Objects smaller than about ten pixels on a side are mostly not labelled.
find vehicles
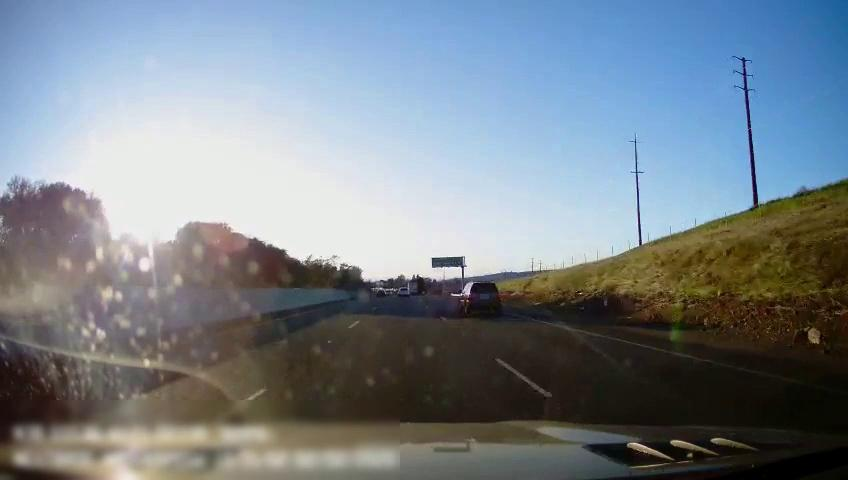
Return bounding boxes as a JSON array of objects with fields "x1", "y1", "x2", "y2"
[
  {"x1": 398, "y1": 286, "x2": 410, "y2": 297},
  {"x1": 407, "y1": 281, "x2": 417, "y2": 294},
  {"x1": 460, "y1": 281, "x2": 502, "y2": 314}
]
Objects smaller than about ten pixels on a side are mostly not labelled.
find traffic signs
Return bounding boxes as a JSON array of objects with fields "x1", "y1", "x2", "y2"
[{"x1": 431, "y1": 256, "x2": 464, "y2": 268}]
